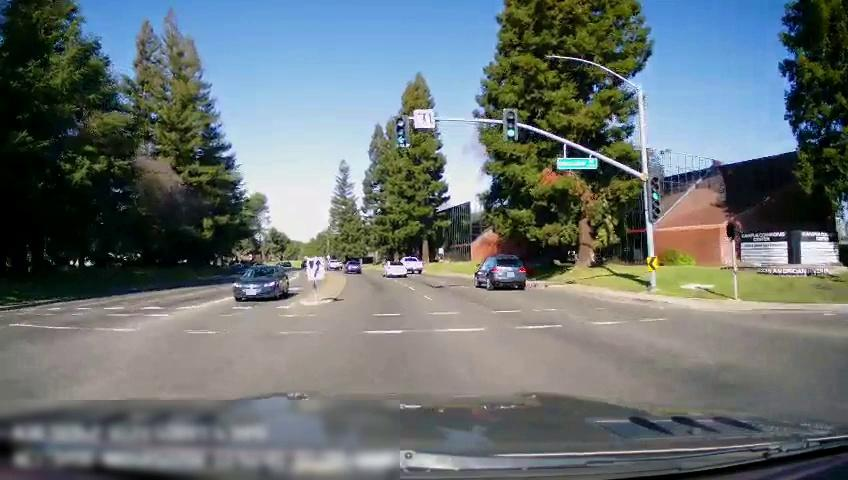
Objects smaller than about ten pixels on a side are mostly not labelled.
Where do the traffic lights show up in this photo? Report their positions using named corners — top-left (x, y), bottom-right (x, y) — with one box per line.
top-left (649, 176), bottom-right (661, 221)
top-left (503, 107), bottom-right (519, 140)
top-left (395, 116), bottom-right (407, 146)
top-left (725, 222), bottom-right (737, 239)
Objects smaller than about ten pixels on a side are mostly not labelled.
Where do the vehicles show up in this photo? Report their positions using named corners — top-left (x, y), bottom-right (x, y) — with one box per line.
top-left (382, 260), bottom-right (408, 278)
top-left (325, 259), bottom-right (339, 271)
top-left (344, 260), bottom-right (362, 274)
top-left (401, 257), bottom-right (424, 275)
top-left (233, 264), bottom-right (290, 301)
top-left (473, 255), bottom-right (527, 292)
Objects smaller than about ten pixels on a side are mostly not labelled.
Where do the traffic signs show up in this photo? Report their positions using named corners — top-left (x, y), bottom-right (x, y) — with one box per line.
top-left (556, 157), bottom-right (598, 170)
top-left (414, 109), bottom-right (435, 129)
top-left (646, 257), bottom-right (659, 271)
